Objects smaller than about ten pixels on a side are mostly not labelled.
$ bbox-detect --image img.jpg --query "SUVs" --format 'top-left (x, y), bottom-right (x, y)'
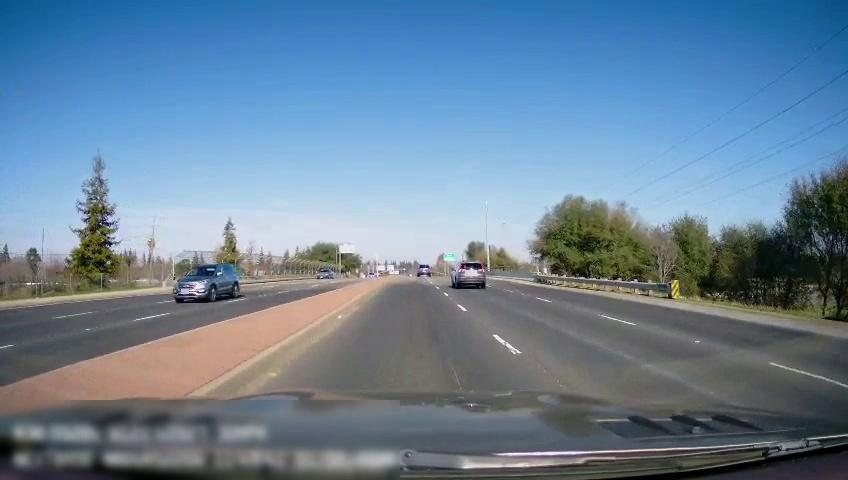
top-left (172, 263), bottom-right (241, 304)
top-left (316, 269), bottom-right (334, 280)
top-left (450, 261), bottom-right (486, 290)
top-left (416, 264), bottom-right (433, 278)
